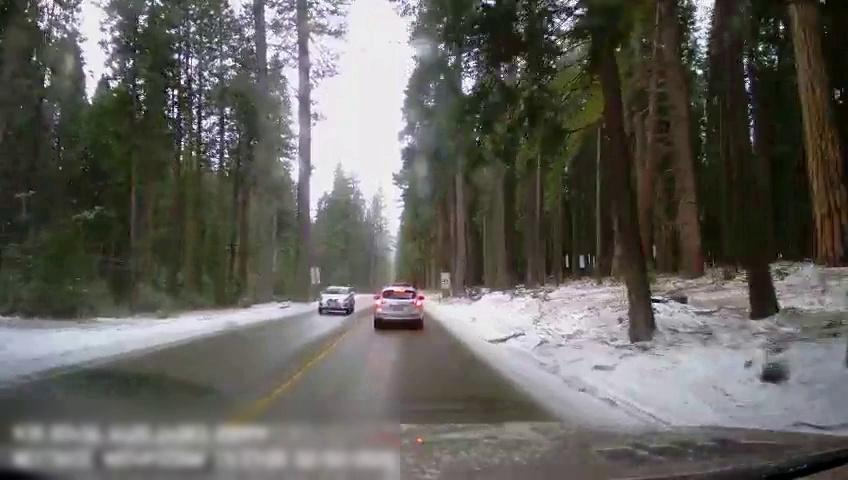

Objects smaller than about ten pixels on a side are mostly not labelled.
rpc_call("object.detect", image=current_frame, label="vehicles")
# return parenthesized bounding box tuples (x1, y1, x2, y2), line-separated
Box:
(373, 286, 425, 330)
(391, 281, 409, 289)
(318, 285, 355, 316)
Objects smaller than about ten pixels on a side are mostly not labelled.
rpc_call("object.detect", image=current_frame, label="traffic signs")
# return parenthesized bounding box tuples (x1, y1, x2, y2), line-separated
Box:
(440, 282, 451, 290)
(440, 272, 451, 283)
